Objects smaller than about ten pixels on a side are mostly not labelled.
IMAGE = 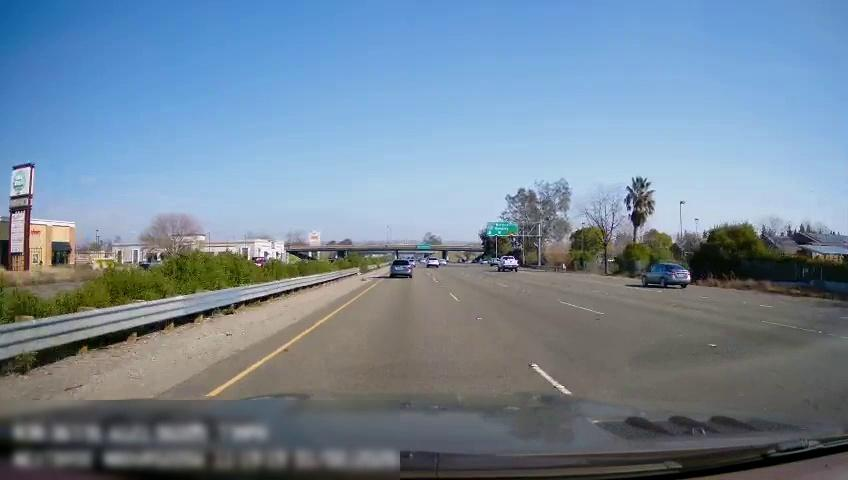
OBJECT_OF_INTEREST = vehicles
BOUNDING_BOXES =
[407,259,415,267]
[437,258,447,265]
[640,263,691,289]
[251,256,271,270]
[489,257,499,266]
[390,259,412,278]
[497,256,518,272]
[426,257,439,268]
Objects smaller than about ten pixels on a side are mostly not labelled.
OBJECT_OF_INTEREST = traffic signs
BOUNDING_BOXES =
[416,243,431,250]
[486,221,520,236]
